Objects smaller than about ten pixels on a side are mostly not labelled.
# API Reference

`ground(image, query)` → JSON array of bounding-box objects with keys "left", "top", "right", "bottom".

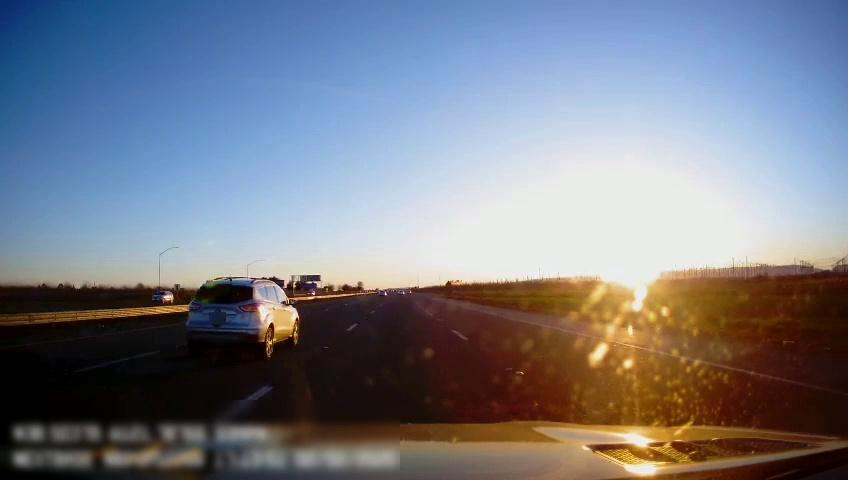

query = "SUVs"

[
  {"left": 185, "top": 276, "right": 300, "bottom": 360},
  {"left": 151, "top": 290, "right": 174, "bottom": 304}
]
